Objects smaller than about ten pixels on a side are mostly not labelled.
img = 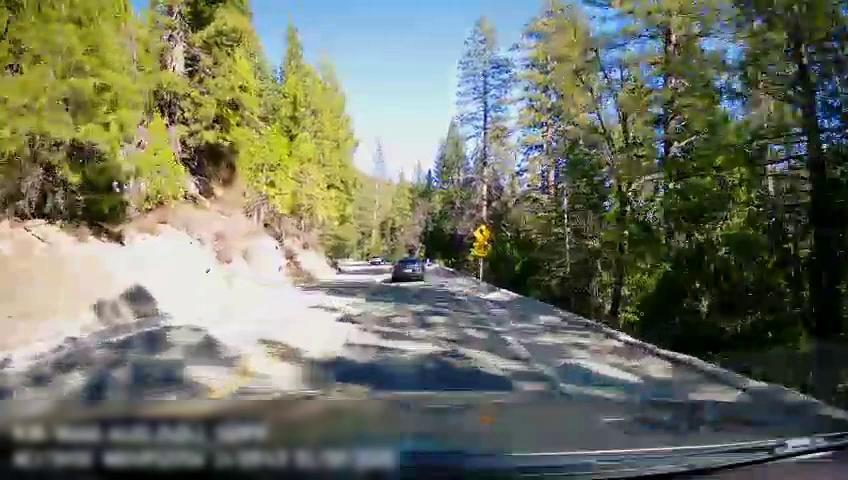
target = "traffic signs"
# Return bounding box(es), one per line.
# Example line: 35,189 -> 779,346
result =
474,242 -> 491,256
473,223 -> 493,242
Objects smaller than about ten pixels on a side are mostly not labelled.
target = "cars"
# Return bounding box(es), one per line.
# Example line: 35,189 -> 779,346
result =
392,257 -> 424,281
369,256 -> 383,265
